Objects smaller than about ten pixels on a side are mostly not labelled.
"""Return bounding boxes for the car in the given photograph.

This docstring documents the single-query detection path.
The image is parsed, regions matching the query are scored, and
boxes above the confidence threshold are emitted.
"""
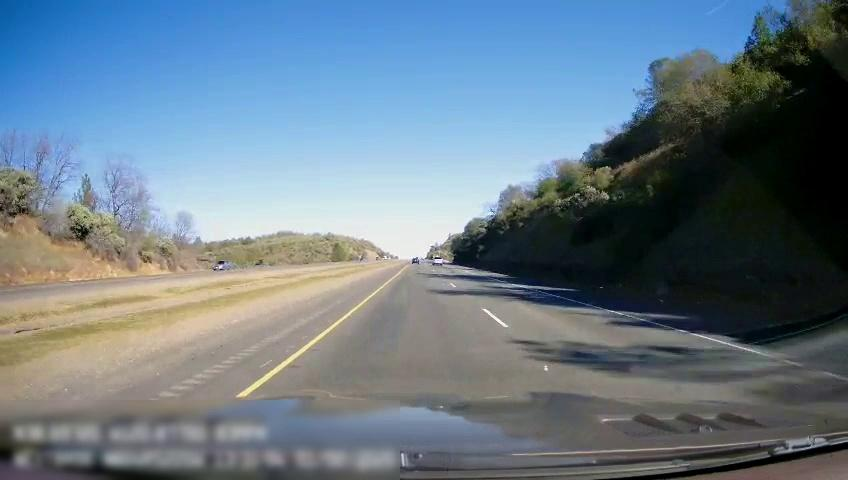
[212,261,234,272]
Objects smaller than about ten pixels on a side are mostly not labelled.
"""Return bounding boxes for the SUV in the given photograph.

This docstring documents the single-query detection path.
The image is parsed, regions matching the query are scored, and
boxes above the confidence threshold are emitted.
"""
[432,257,443,266]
